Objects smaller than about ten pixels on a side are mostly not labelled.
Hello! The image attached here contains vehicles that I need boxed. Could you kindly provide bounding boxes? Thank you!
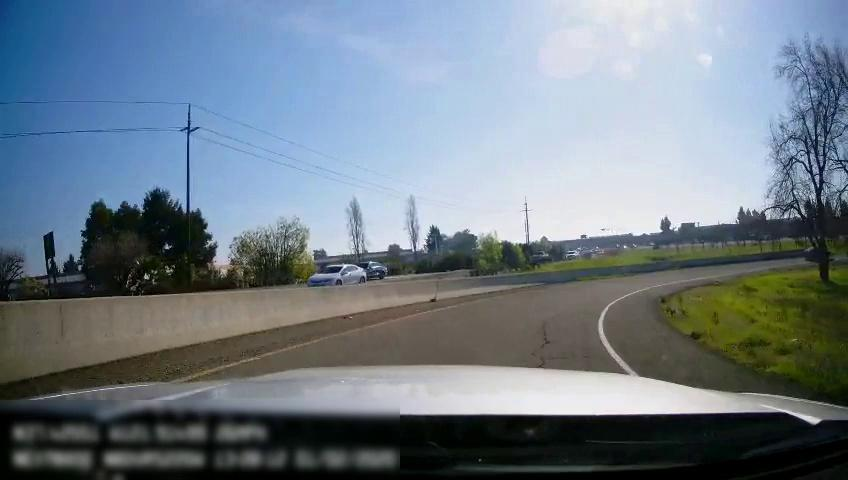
[355,261,389,280]
[808,245,832,261]
[309,263,367,287]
